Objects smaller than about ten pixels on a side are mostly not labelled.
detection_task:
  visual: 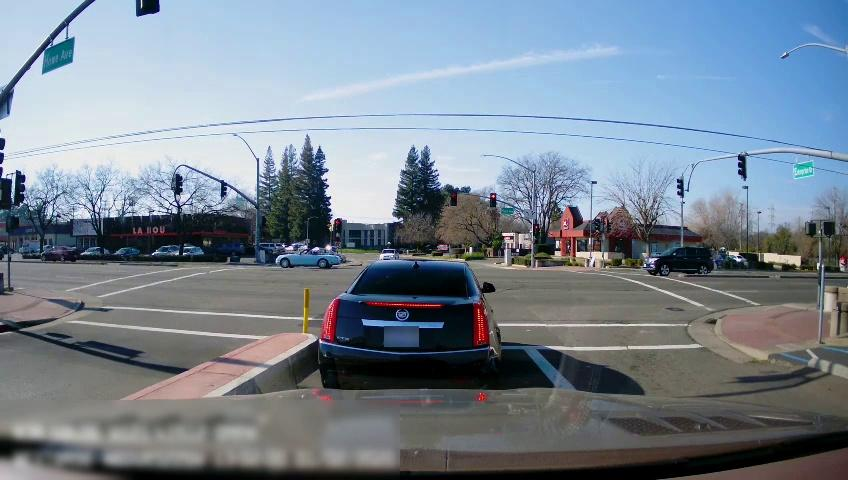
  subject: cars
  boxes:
[80,247,109,258]
[40,245,78,262]
[319,260,505,390]
[113,248,137,258]
[176,247,205,259]
[275,249,341,269]
[151,245,181,258]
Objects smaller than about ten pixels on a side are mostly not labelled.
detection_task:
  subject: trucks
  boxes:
[379,249,400,261]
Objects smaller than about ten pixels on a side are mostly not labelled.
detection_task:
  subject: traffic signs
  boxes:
[793,160,816,179]
[500,207,513,215]
[41,36,75,75]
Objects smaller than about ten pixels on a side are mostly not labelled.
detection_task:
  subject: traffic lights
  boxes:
[133,0,160,16]
[676,179,685,198]
[449,191,457,207]
[605,220,612,233]
[333,219,342,233]
[736,154,747,179]
[5,217,19,232]
[533,223,540,236]
[0,137,6,177]
[0,178,12,210]
[595,220,602,233]
[821,221,837,235]
[13,170,26,206]
[805,222,820,236]
[219,180,228,199]
[171,173,183,195]
[489,192,496,207]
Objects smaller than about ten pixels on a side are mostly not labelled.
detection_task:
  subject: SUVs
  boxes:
[644,246,714,277]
